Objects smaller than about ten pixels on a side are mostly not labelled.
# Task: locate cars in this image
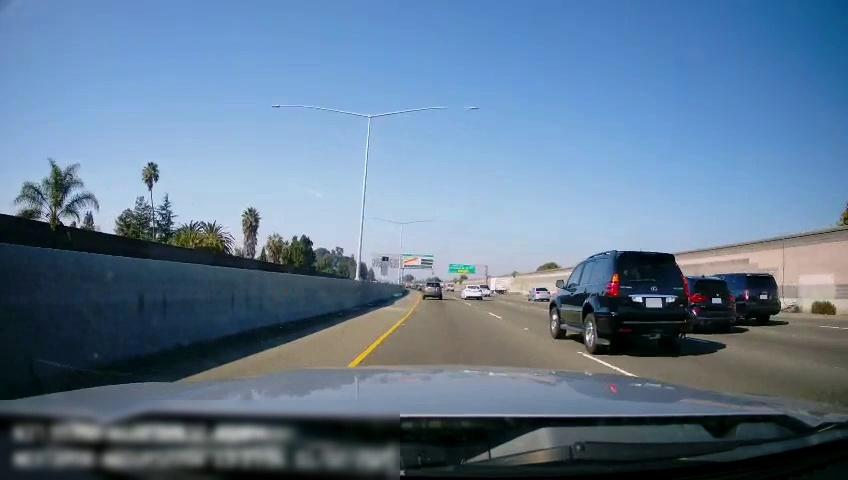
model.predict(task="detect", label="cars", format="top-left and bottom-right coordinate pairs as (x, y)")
top-left (460, 284), bottom-right (483, 301)
top-left (478, 284), bottom-right (491, 298)
top-left (527, 287), bottom-right (551, 302)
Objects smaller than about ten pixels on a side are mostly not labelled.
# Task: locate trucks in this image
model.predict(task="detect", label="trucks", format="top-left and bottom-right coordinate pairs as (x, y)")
top-left (490, 278), bottom-right (506, 295)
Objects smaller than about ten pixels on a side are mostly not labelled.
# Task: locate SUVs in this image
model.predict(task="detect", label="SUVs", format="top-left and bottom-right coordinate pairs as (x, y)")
top-left (548, 249), bottom-right (692, 355)
top-left (422, 281), bottom-right (444, 301)
top-left (707, 272), bottom-right (782, 327)
top-left (682, 274), bottom-right (736, 335)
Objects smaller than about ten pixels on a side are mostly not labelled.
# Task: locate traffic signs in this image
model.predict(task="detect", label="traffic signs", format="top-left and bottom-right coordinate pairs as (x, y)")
top-left (380, 256), bottom-right (389, 276)
top-left (448, 263), bottom-right (476, 274)
top-left (400, 254), bottom-right (434, 270)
